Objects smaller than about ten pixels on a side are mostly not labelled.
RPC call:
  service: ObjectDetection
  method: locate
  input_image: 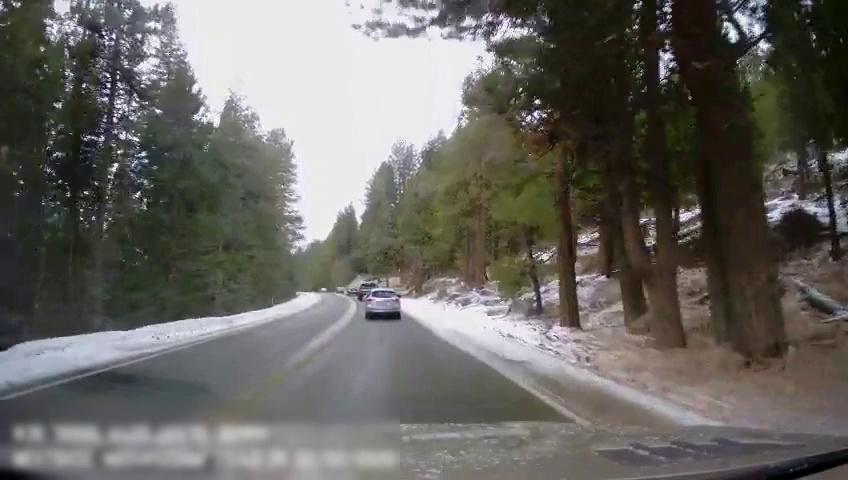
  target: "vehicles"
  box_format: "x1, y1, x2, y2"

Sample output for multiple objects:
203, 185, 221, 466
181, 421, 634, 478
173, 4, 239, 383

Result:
347, 287, 359, 296
364, 288, 401, 318
357, 283, 379, 301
